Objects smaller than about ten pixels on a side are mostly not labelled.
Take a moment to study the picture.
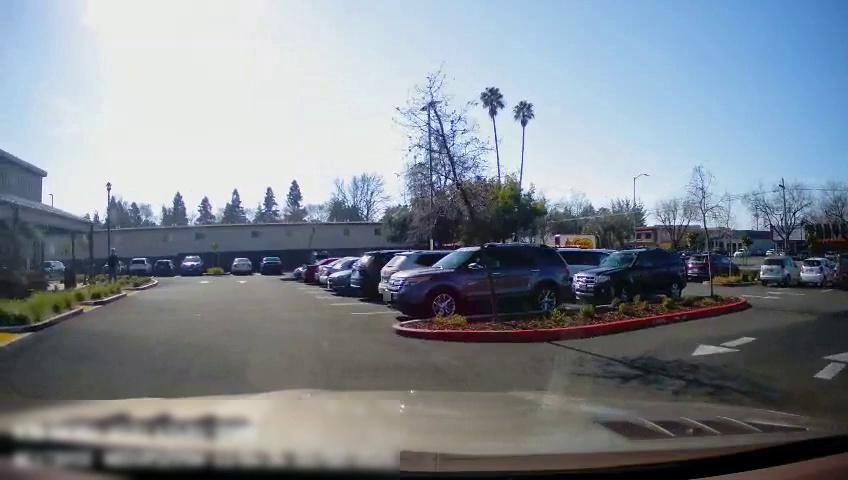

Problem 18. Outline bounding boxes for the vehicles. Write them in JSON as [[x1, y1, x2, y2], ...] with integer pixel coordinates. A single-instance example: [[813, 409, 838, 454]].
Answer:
[[801, 258, 834, 286], [181, 256, 204, 276], [304, 257, 342, 282], [129, 257, 153, 277], [311, 249, 329, 264], [385, 241, 572, 319], [316, 257, 347, 283], [155, 259, 175, 276], [377, 249, 454, 299], [571, 247, 688, 302], [550, 247, 617, 286], [328, 266, 352, 291], [350, 250, 424, 295], [760, 256, 804, 287], [231, 258, 253, 275], [46, 260, 67, 281], [294, 265, 305, 281], [260, 256, 282, 275], [323, 257, 359, 284], [686, 252, 739, 281]]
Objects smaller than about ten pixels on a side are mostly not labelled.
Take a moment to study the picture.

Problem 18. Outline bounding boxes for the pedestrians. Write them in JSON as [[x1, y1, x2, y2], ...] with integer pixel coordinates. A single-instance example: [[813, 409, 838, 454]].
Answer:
[[106, 247, 121, 287]]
